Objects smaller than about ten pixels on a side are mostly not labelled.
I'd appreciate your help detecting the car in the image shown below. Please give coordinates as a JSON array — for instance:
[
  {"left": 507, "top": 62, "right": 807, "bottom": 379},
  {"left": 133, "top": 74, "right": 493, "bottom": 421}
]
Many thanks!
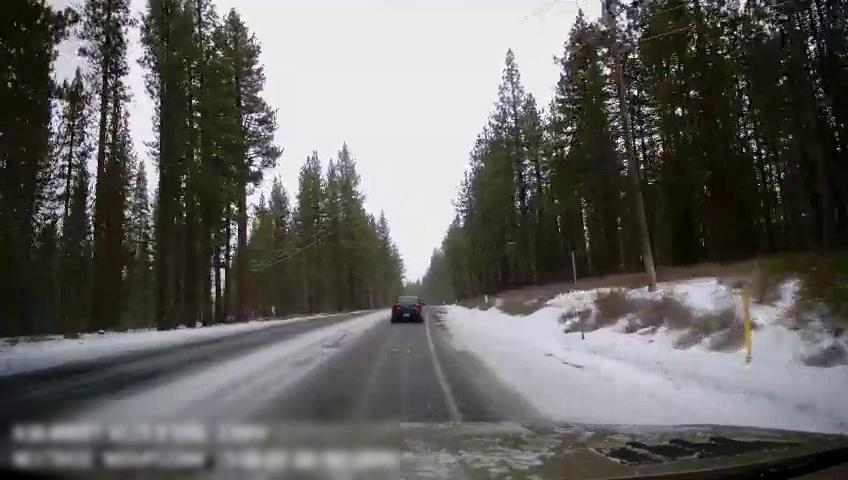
[{"left": 391, "top": 295, "right": 425, "bottom": 322}]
